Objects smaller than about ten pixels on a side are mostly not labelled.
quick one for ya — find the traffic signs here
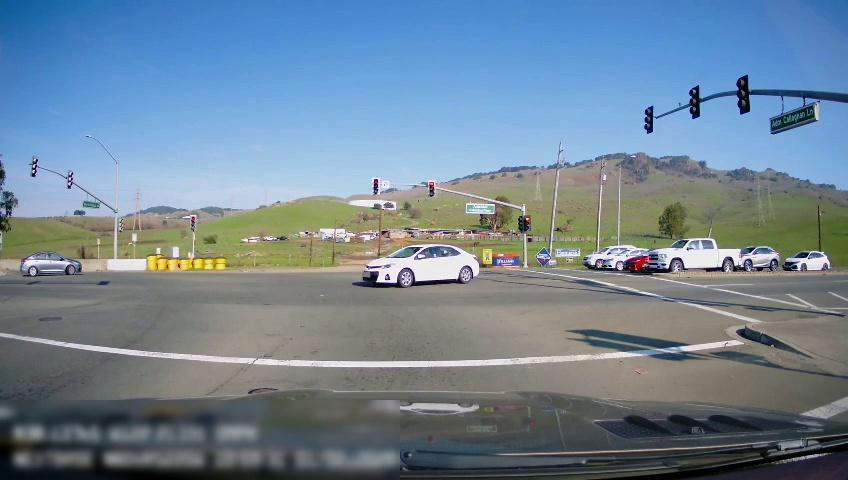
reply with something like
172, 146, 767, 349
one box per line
82, 199, 101, 209
768, 100, 821, 135
464, 201, 497, 216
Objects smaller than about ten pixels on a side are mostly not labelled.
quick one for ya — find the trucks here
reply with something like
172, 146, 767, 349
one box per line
647, 237, 743, 273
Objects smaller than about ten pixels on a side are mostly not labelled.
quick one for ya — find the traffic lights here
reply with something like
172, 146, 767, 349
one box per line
643, 104, 655, 135
516, 215, 525, 232
189, 214, 198, 232
117, 215, 125, 233
523, 214, 532, 232
371, 176, 382, 196
426, 178, 437, 197
687, 84, 702, 120
735, 74, 751, 115
66, 169, 75, 190
30, 156, 40, 178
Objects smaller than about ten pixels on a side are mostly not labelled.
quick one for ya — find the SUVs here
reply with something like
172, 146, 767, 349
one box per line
782, 250, 832, 273
582, 245, 637, 270
736, 245, 781, 272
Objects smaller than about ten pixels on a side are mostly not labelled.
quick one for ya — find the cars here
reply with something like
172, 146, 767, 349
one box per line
18, 251, 82, 277
601, 247, 651, 272
362, 242, 481, 288
623, 248, 659, 274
